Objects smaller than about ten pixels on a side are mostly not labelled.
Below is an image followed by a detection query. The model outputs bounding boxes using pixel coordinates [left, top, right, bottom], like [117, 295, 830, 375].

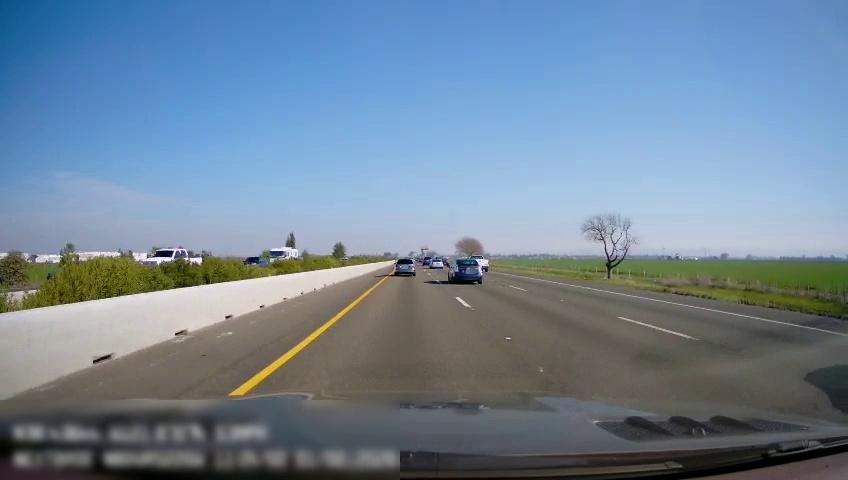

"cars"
[428, 258, 445, 270]
[393, 257, 417, 277]
[445, 257, 483, 284]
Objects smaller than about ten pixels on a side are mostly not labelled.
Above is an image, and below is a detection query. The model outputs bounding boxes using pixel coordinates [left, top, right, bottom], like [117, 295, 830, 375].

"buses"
[270, 247, 301, 261]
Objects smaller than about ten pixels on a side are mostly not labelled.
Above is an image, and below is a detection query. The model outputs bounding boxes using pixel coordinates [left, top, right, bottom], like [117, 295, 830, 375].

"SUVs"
[243, 256, 269, 268]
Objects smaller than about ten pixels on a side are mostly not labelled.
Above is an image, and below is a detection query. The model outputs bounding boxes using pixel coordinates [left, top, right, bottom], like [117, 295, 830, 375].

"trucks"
[141, 248, 203, 266]
[470, 254, 489, 272]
